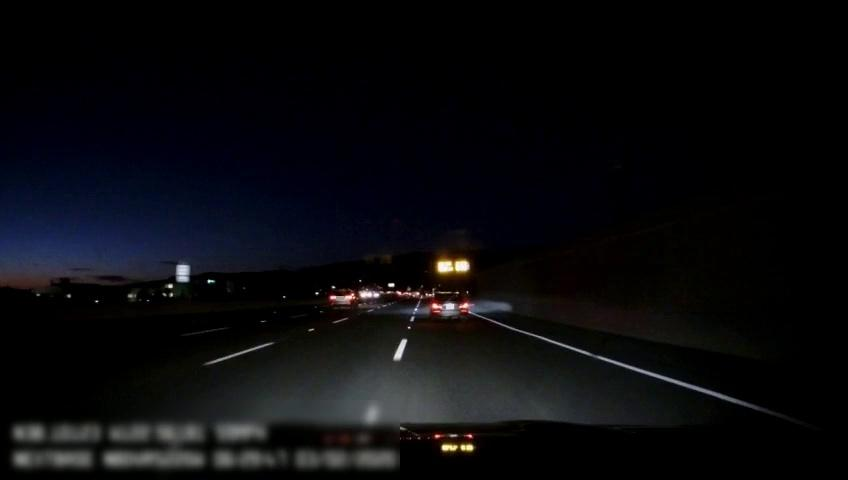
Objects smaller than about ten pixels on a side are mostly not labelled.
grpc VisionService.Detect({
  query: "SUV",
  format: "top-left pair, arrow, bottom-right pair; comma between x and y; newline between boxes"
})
328,285 -> 360,310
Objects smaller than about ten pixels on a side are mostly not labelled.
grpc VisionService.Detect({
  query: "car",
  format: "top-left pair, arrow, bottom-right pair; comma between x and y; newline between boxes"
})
429,291 -> 469,320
